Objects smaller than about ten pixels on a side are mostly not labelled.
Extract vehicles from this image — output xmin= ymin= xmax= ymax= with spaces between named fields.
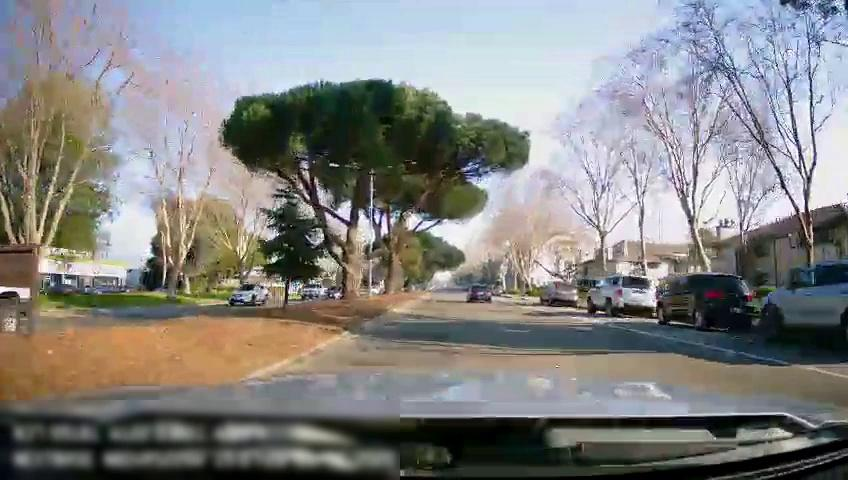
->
xmin=467 ymin=284 xmax=491 ymax=303
xmin=584 ymin=274 xmax=658 ymax=318
xmin=325 ymin=285 xmax=343 ymax=301
xmin=227 ymin=283 xmax=271 ymax=308
xmin=756 ymin=258 xmax=848 ymax=343
xmin=539 ymin=280 xmax=579 ymax=307
xmin=654 ymin=273 xmax=757 ymax=332
xmin=491 ymin=287 xmax=502 ymax=296
xmin=299 ymin=283 xmax=324 ymax=300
